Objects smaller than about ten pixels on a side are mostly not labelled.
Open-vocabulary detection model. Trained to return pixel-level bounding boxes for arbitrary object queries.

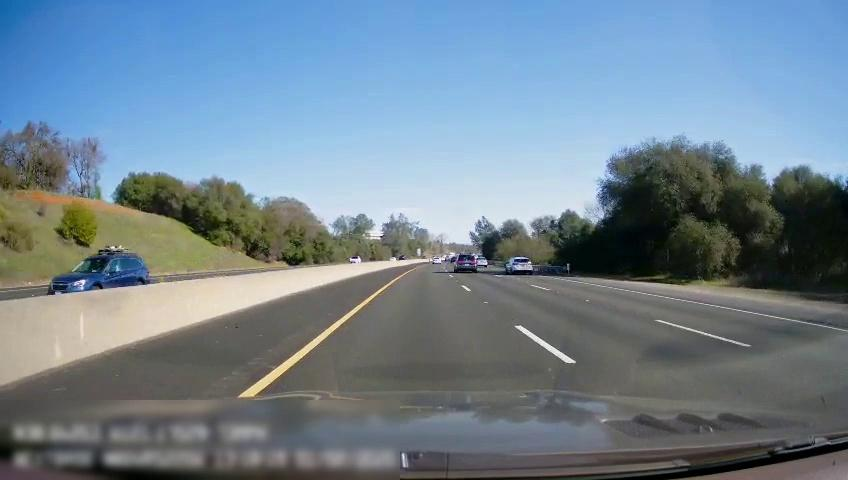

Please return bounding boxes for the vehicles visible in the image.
[431,257,442,265]
[453,254,478,274]
[505,256,534,276]
[349,256,361,265]
[475,257,488,268]
[47,254,154,296]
